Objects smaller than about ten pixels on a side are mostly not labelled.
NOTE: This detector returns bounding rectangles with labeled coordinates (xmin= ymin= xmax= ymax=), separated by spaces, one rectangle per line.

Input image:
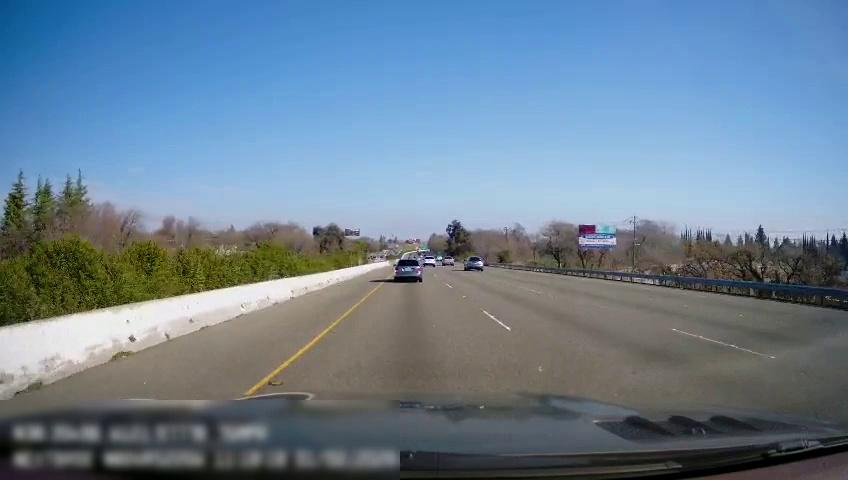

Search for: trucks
xmin=442 ymin=255 xmax=455 ymax=267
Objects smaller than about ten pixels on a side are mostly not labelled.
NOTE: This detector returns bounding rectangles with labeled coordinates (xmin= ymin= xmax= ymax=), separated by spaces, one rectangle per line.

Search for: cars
xmin=393 ymin=259 xmax=423 ymax=283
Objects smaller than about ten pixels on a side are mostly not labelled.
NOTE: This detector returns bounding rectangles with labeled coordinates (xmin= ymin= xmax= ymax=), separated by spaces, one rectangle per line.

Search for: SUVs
xmin=423 ymin=255 xmax=436 ymax=267
xmin=463 ymin=255 xmax=484 ymax=272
